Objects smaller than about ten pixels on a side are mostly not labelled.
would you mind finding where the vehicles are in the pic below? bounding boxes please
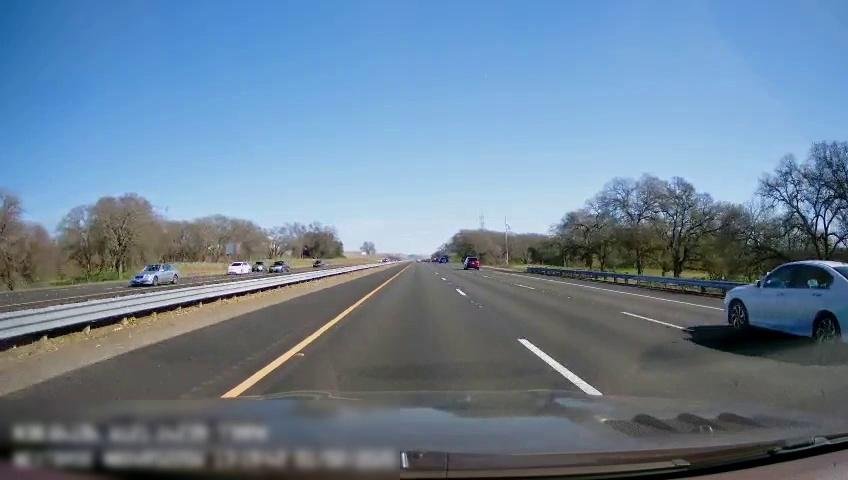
[227,262,252,275]
[312,260,325,268]
[464,257,480,270]
[268,260,290,273]
[131,263,180,288]
[252,261,268,273]
[723,259,848,347]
